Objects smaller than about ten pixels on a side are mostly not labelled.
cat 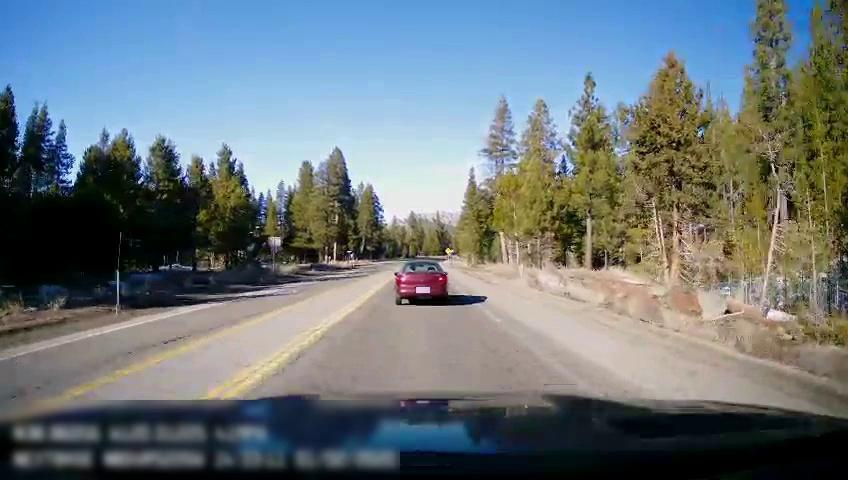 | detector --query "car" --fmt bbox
[394,261,449,305]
